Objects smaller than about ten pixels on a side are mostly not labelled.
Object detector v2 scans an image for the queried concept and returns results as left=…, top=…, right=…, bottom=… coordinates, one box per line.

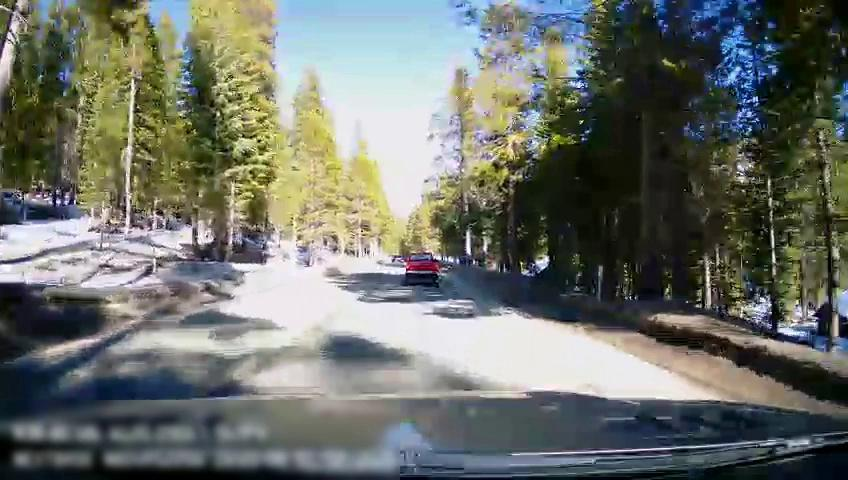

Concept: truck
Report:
left=404, top=252, right=439, bottom=286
